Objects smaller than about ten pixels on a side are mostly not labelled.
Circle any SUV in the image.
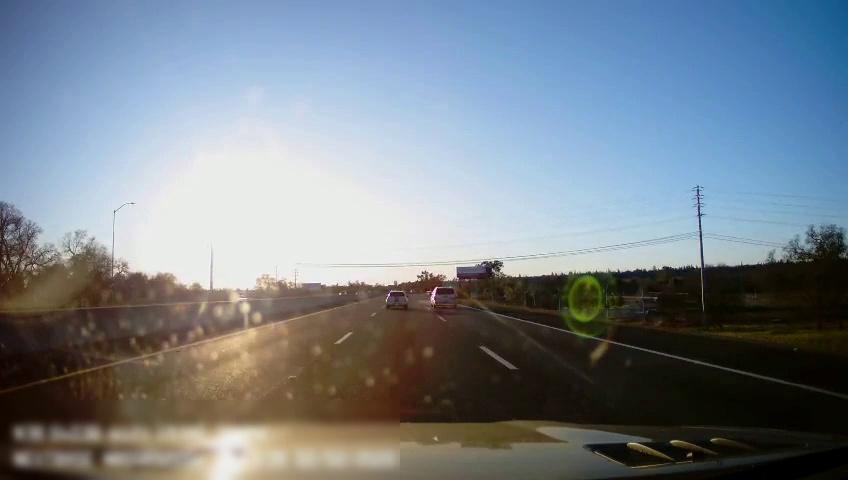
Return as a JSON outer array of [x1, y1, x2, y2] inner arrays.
[[430, 286, 458, 310]]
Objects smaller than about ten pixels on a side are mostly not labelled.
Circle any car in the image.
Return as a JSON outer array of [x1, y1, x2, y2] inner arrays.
[[385, 290, 409, 310]]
